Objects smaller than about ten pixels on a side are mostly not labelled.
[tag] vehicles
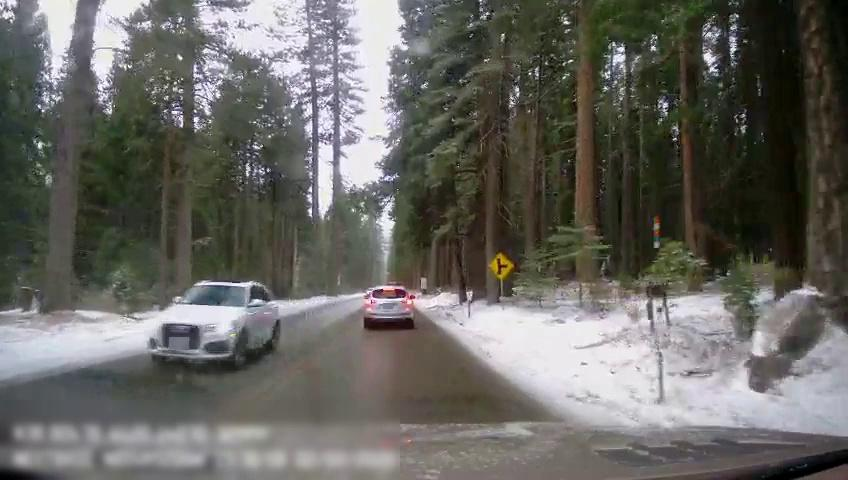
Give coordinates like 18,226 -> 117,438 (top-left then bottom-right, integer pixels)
363,286 -> 416,329
384,280 -> 402,288
144,279 -> 282,371
365,287 -> 379,299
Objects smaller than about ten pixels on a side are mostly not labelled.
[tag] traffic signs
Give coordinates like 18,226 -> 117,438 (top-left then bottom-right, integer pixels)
488,252 -> 515,279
